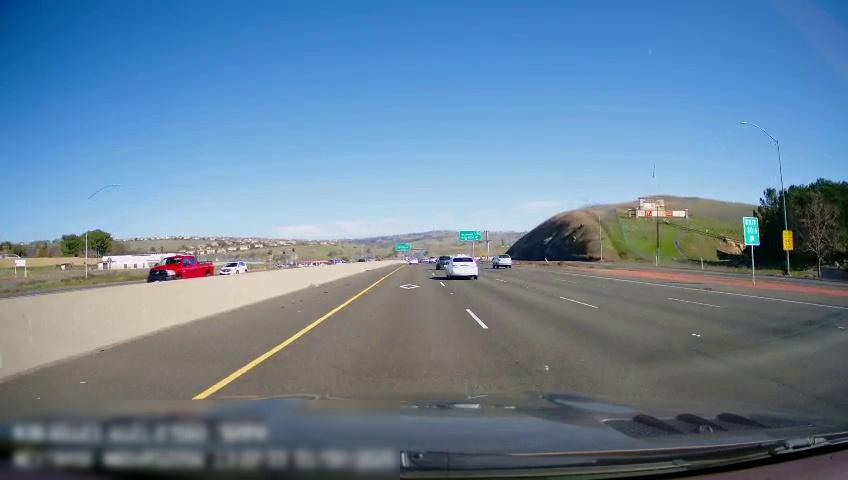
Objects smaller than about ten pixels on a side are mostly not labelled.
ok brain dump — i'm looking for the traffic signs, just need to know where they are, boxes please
[459,230,482,242]
[395,243,411,252]
[743,217,761,246]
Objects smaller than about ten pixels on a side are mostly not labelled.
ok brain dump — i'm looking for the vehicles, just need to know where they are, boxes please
[435,256,451,270]
[446,257,479,281]
[408,256,418,264]
[492,254,512,268]
[219,261,248,275]
[149,256,215,280]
